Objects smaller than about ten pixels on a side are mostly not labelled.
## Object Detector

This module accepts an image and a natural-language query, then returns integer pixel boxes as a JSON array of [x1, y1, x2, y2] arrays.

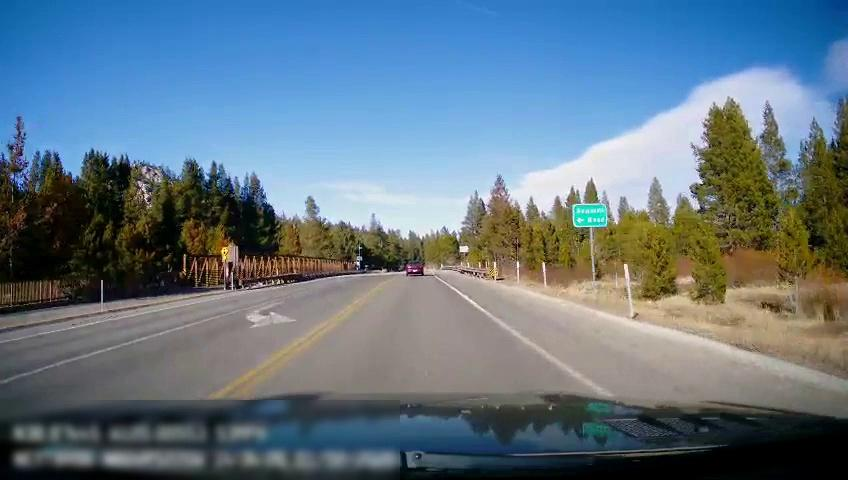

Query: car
[[405, 260, 424, 276]]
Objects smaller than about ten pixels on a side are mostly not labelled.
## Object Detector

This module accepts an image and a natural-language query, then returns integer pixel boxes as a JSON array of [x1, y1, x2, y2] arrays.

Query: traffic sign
[[572, 203, 609, 228]]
